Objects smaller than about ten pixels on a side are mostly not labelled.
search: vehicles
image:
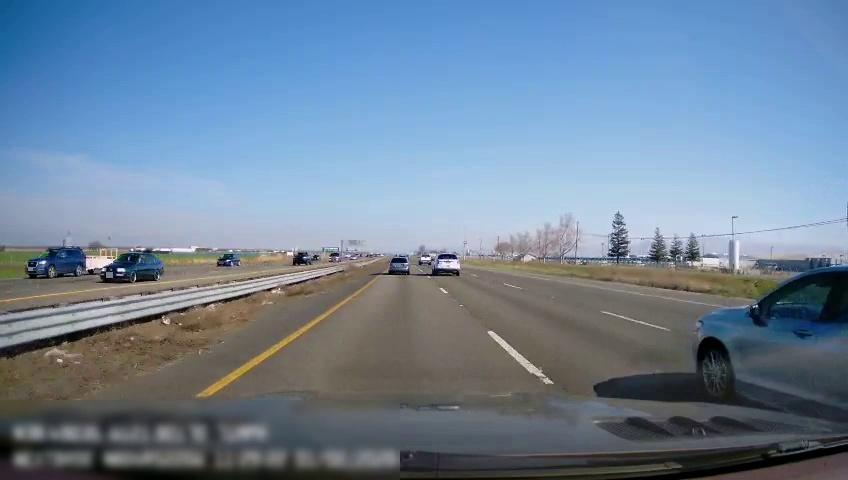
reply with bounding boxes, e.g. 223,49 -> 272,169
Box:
692,264 -> 848,427
418,254 -> 433,266
328,253 -> 342,263
99,253 -> 166,283
388,256 -> 410,276
311,254 -> 322,261
293,252 -> 312,266
216,254 -> 242,268
23,247 -> 118,280
431,253 -> 461,276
